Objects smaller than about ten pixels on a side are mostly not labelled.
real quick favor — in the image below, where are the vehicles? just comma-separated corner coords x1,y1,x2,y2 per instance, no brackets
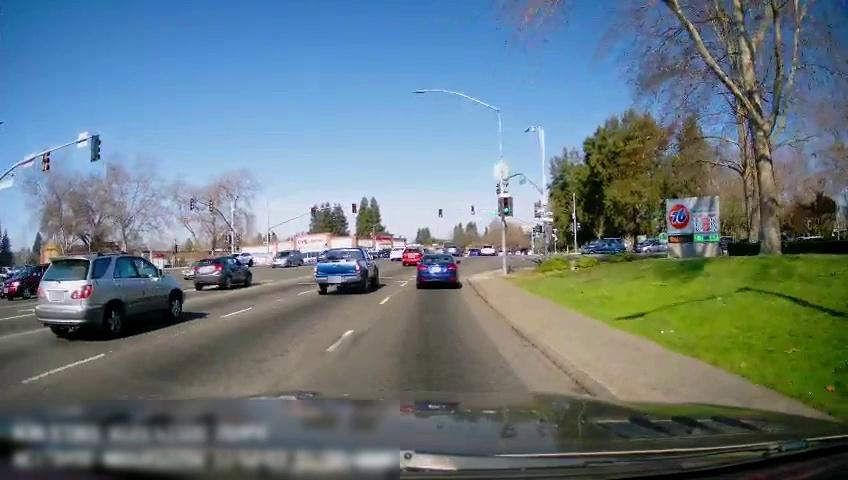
313,247,379,295
448,245,459,256
270,250,305,268
480,244,496,256
469,248,481,256
640,240,668,254
192,256,254,292
34,254,185,340
2,264,51,301
401,247,422,267
583,240,622,254
416,254,457,289
228,252,256,267
390,246,405,261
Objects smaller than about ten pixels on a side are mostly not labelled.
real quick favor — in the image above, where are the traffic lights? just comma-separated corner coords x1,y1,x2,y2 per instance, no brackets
41,150,50,172
91,134,102,161
503,195,510,215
